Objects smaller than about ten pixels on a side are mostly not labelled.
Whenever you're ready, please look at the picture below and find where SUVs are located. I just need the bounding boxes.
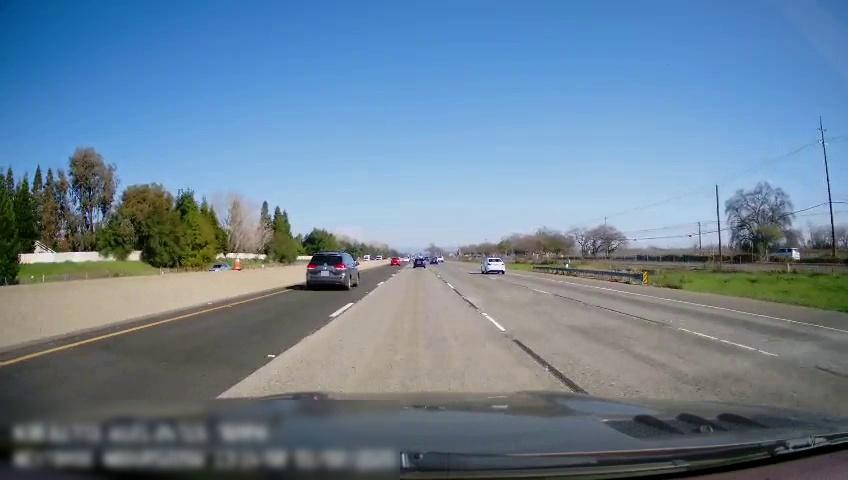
[769,248,800,263]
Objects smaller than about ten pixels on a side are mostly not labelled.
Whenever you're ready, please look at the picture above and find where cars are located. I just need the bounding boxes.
[207,263,232,272]
[413,257,427,269]
[481,257,506,274]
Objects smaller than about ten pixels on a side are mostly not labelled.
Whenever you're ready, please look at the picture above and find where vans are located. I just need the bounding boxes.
[305,250,362,291]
